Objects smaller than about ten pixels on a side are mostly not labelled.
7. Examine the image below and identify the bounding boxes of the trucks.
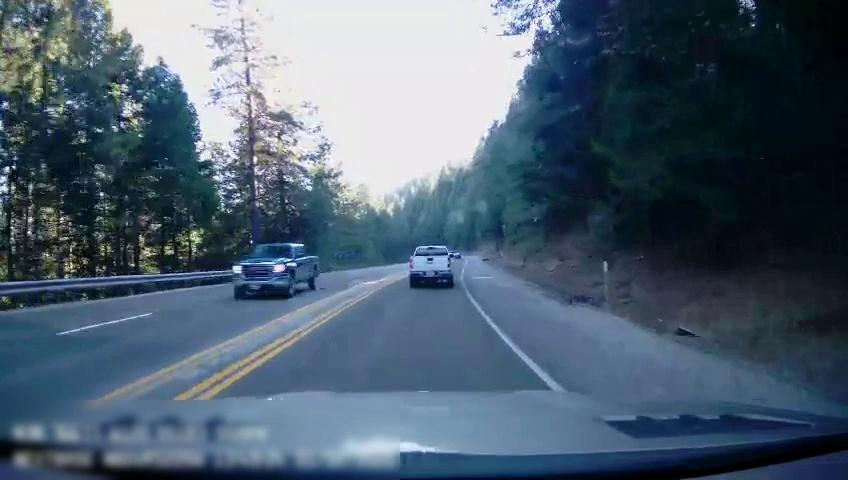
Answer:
[230,242,322,301]
[409,244,455,289]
